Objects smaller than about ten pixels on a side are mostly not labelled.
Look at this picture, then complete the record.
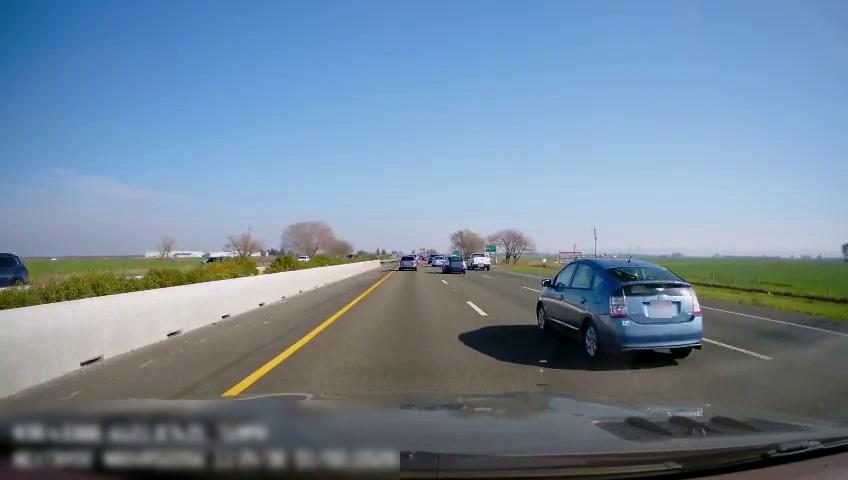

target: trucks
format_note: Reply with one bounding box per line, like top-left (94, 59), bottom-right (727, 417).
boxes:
top-left (466, 252), bottom-right (492, 271)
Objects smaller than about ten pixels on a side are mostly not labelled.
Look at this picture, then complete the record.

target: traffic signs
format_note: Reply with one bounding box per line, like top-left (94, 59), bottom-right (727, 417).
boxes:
top-left (485, 243), bottom-right (497, 253)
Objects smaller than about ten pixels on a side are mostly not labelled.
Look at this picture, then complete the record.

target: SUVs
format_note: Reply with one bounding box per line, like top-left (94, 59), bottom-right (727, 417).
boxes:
top-left (0, 252), bottom-right (29, 287)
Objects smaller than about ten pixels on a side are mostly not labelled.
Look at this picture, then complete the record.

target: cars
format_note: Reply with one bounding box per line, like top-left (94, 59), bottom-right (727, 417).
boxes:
top-left (441, 255), bottom-right (467, 274)
top-left (399, 256), bottom-right (417, 272)
top-left (535, 257), bottom-right (703, 362)
top-left (431, 255), bottom-right (443, 268)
